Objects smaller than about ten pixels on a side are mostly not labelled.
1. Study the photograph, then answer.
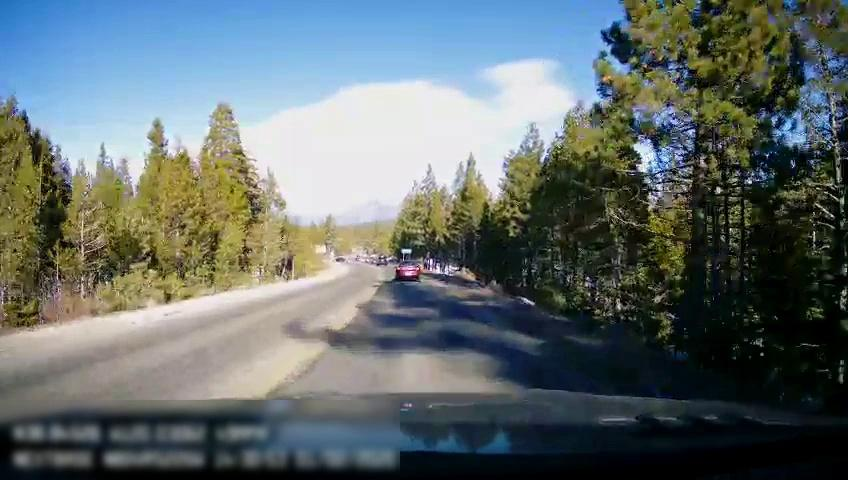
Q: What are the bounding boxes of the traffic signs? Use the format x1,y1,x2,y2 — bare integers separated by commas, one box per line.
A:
401,248,412,254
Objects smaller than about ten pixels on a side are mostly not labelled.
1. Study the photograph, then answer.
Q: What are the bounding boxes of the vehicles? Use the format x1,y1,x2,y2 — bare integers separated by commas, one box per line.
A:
397,263,421,280
375,256,389,265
